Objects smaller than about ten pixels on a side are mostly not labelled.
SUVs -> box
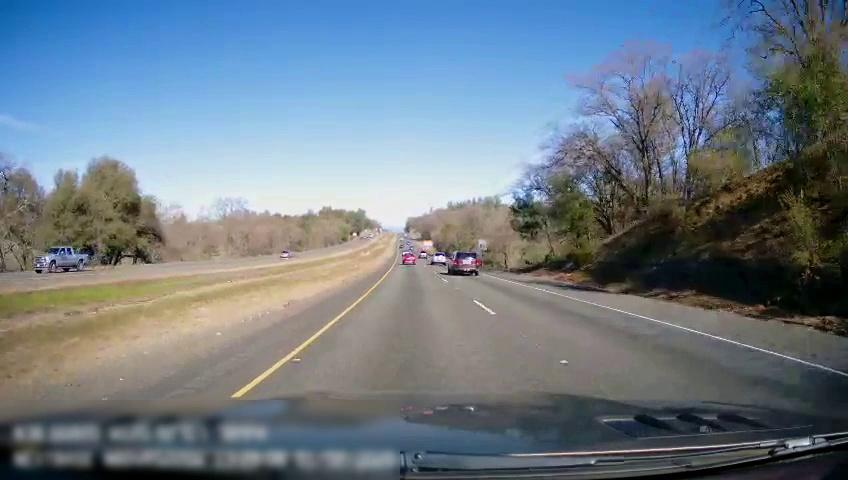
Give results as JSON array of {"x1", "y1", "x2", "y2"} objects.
[
  {"x1": 429, "y1": 251, "x2": 447, "y2": 266},
  {"x1": 446, "y1": 250, "x2": 483, "y2": 277}
]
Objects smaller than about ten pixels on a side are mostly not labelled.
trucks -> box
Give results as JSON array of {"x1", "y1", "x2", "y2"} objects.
[{"x1": 31, "y1": 246, "x2": 90, "y2": 274}]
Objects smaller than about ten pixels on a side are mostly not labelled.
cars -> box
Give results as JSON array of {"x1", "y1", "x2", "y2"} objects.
[{"x1": 401, "y1": 252, "x2": 416, "y2": 265}]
